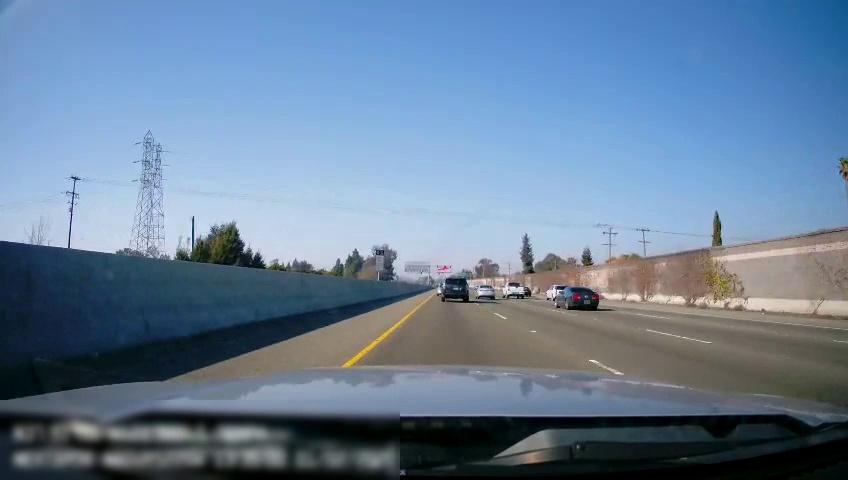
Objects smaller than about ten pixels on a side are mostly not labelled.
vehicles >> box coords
[555,287,599,310]
[441,277,469,302]
[475,284,495,299]
[546,285,568,301]
[502,282,525,298]
[524,286,532,296]
[436,283,443,296]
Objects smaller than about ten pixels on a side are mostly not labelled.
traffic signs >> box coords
[375,249,384,272]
